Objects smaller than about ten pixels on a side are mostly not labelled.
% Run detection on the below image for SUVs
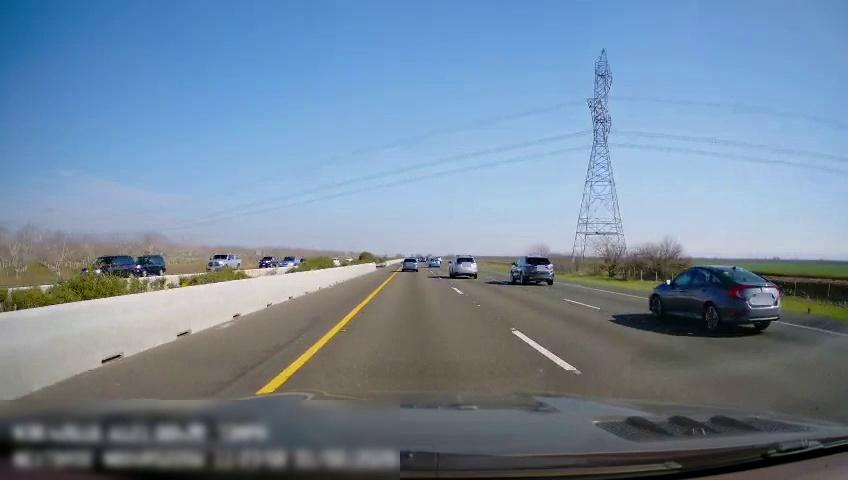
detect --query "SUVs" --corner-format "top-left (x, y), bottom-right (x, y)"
top-left (131, 255), bottom-right (167, 278)
top-left (280, 255), bottom-right (301, 268)
top-left (258, 256), bottom-right (281, 269)
top-left (511, 256), bottom-right (555, 287)
top-left (447, 256), bottom-right (478, 279)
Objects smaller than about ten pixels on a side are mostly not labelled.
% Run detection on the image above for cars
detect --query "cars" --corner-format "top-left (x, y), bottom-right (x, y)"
top-left (401, 257), bottom-right (419, 272)
top-left (648, 265), bottom-right (783, 334)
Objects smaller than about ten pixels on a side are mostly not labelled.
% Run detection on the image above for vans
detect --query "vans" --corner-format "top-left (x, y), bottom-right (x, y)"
top-left (81, 255), bottom-right (137, 278)
top-left (206, 254), bottom-right (241, 273)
